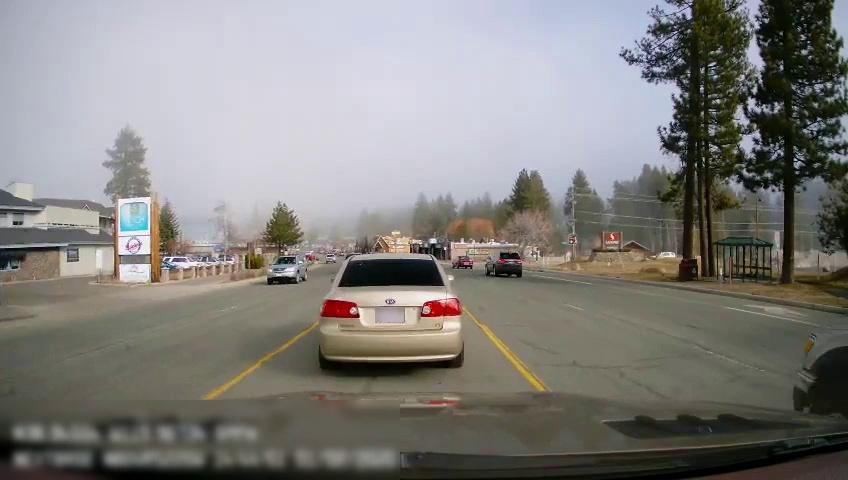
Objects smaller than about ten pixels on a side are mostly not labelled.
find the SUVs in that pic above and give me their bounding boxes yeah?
[267,255,307,286]
[655,251,677,262]
[168,255,192,271]
[483,250,524,278]
[325,253,337,263]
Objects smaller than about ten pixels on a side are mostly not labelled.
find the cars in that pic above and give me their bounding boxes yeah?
[317,254,465,372]
[451,254,474,270]
[160,258,176,271]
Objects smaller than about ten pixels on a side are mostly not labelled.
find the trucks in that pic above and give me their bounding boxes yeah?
[792,346,848,416]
